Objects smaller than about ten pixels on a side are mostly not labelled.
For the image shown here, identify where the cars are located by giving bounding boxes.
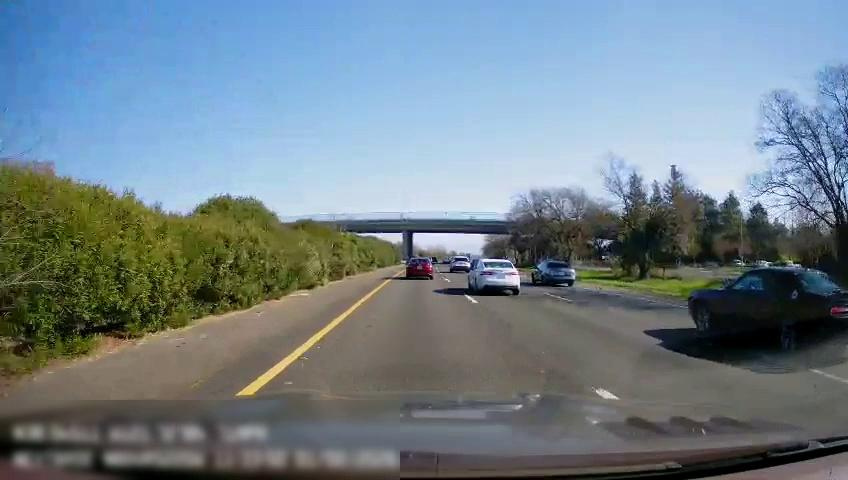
[685,266,848,358]
[530,259,577,286]
[467,258,521,298]
[405,257,434,280]
[450,256,470,273]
